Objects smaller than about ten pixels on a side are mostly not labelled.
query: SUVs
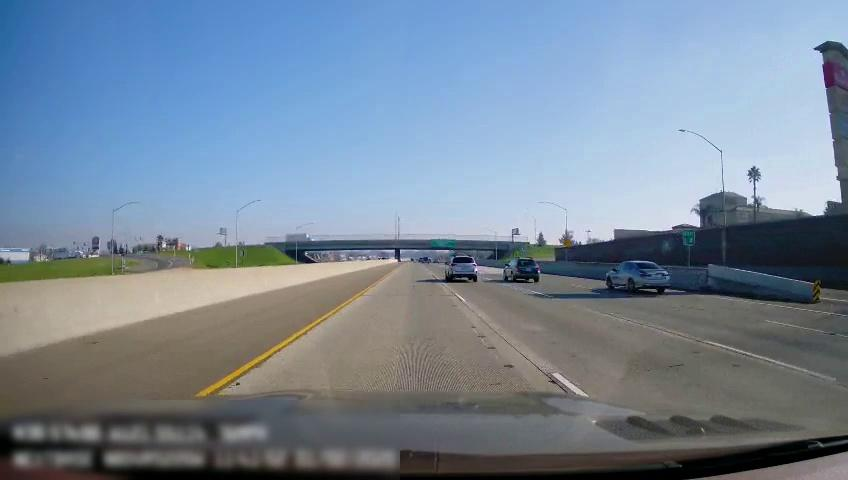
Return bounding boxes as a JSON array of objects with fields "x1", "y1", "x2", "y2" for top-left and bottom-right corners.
[
  {"x1": 503, "y1": 257, "x2": 540, "y2": 283},
  {"x1": 444, "y1": 254, "x2": 478, "y2": 282}
]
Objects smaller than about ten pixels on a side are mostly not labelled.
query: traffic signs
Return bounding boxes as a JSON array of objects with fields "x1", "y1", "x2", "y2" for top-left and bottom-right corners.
[
  {"x1": 432, "y1": 239, "x2": 457, "y2": 249},
  {"x1": 812, "y1": 279, "x2": 822, "y2": 303},
  {"x1": 681, "y1": 231, "x2": 696, "y2": 247}
]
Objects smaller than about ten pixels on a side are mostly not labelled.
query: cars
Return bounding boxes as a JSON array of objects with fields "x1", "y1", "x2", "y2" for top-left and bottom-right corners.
[{"x1": 605, "y1": 259, "x2": 672, "y2": 294}]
